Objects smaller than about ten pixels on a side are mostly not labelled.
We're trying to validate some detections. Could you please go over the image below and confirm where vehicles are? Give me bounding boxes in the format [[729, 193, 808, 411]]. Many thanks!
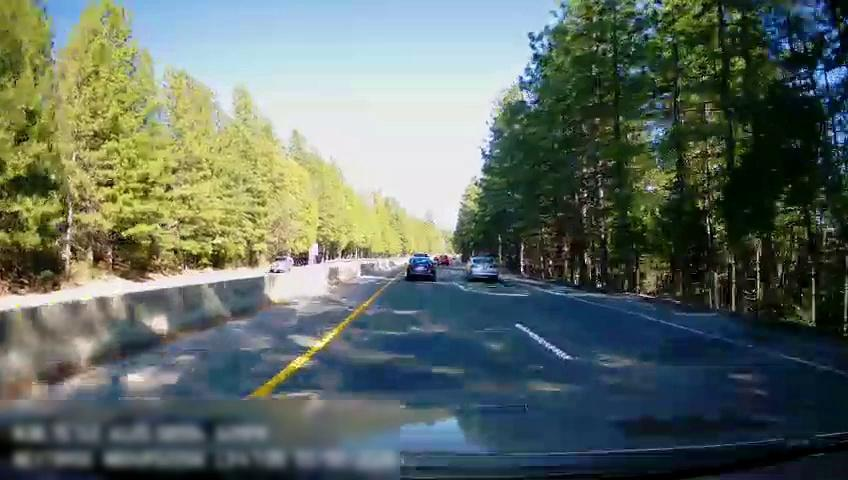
[[407, 256, 434, 279], [269, 257, 295, 273], [414, 253, 428, 259], [436, 255, 449, 266], [464, 256, 497, 281]]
